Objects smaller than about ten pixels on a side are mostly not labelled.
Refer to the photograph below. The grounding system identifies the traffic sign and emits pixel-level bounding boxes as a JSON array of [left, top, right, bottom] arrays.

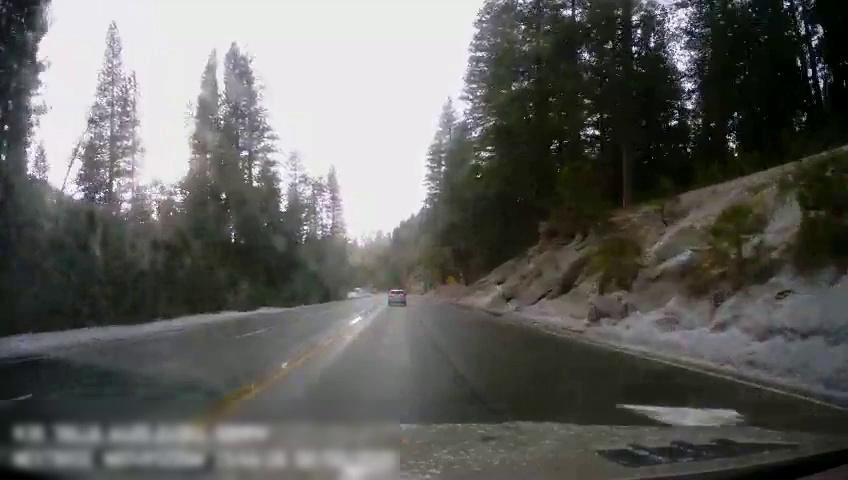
[[446, 274, 457, 286]]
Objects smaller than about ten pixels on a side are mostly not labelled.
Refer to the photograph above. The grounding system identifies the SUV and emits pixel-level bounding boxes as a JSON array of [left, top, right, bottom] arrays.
[[386, 288, 407, 305]]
